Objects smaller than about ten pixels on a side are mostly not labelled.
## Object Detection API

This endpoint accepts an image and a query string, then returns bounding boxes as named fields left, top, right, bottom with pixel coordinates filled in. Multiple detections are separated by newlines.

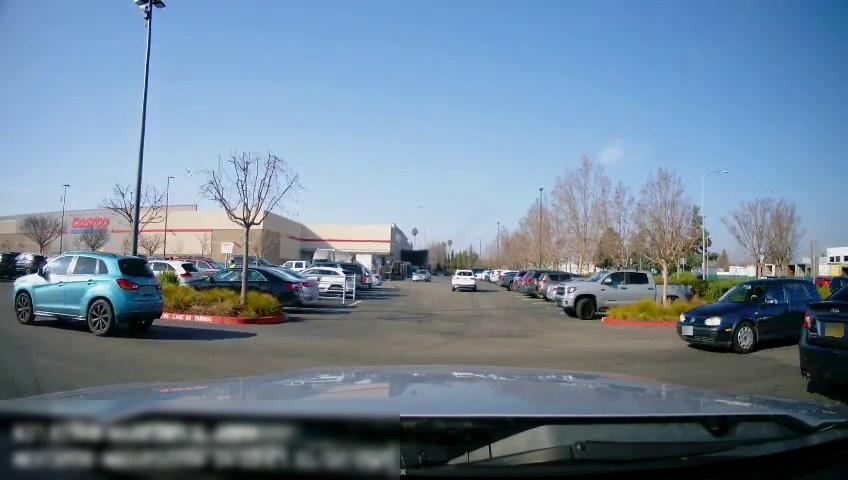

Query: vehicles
left=519, top=269, right=554, bottom=299
left=499, top=269, right=520, bottom=292
left=280, top=260, right=305, bottom=273
left=310, top=247, right=356, bottom=267
left=0, top=249, right=24, bottom=284
left=675, top=276, right=822, bottom=354
left=298, top=266, right=350, bottom=301
left=559, top=269, right=695, bottom=320
left=314, top=262, right=375, bottom=301
left=11, top=249, right=163, bottom=338
left=798, top=278, right=848, bottom=397
left=536, top=271, right=590, bottom=302
left=511, top=271, right=529, bottom=295
left=487, top=268, right=511, bottom=285
left=544, top=283, right=561, bottom=303
left=190, top=266, right=306, bottom=308
left=475, top=270, right=492, bottom=282
left=412, top=269, right=432, bottom=282
left=148, top=260, right=211, bottom=288
left=15, top=253, right=54, bottom=279
left=281, top=268, right=324, bottom=309
left=450, top=269, right=480, bottom=293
